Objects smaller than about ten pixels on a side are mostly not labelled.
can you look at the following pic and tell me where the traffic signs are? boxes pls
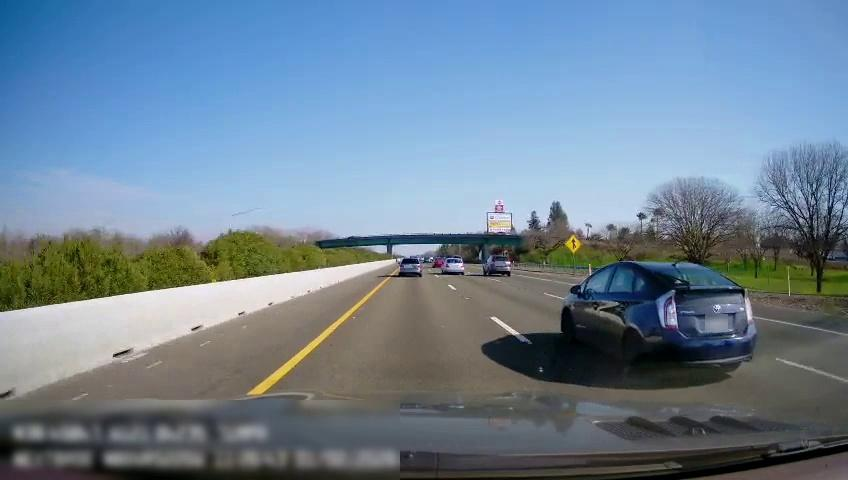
[565,234,583,254]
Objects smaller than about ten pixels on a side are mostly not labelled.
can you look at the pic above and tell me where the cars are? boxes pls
[432,260,442,268]
[440,257,465,275]
[559,259,758,379]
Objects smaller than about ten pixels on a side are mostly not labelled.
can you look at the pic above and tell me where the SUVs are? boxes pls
[399,257,423,277]
[482,254,513,277]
